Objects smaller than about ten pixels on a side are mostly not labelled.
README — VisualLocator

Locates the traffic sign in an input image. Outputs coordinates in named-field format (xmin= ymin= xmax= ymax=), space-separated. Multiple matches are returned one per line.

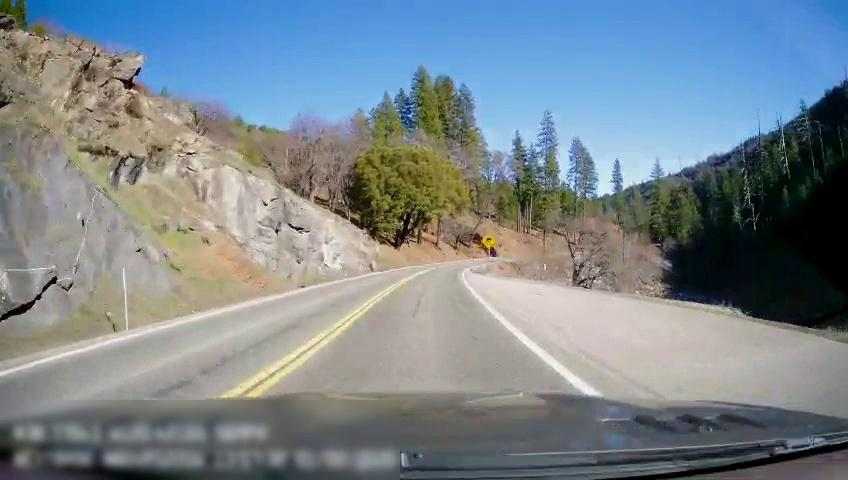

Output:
xmin=482 ymin=234 xmax=497 ymax=248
